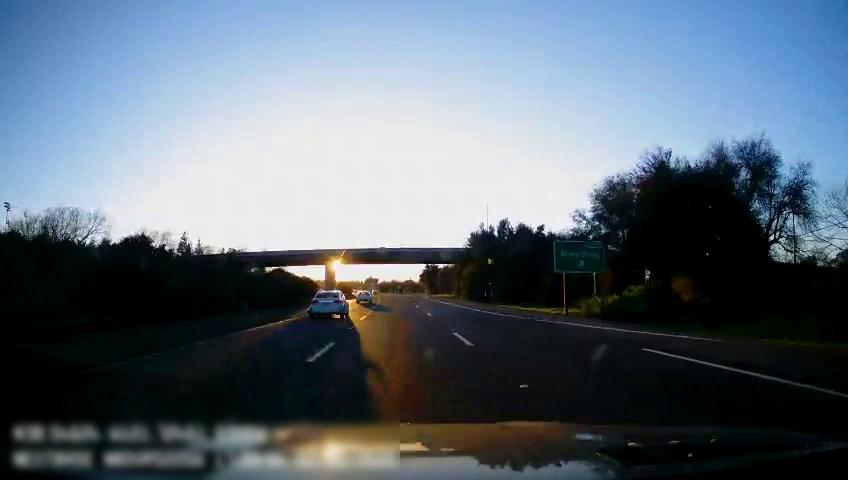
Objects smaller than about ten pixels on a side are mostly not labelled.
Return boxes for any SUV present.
[356,290,373,303]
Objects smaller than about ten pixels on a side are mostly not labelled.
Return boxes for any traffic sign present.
[554,239,608,274]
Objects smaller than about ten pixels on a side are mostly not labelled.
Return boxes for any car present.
[311,290,350,321]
